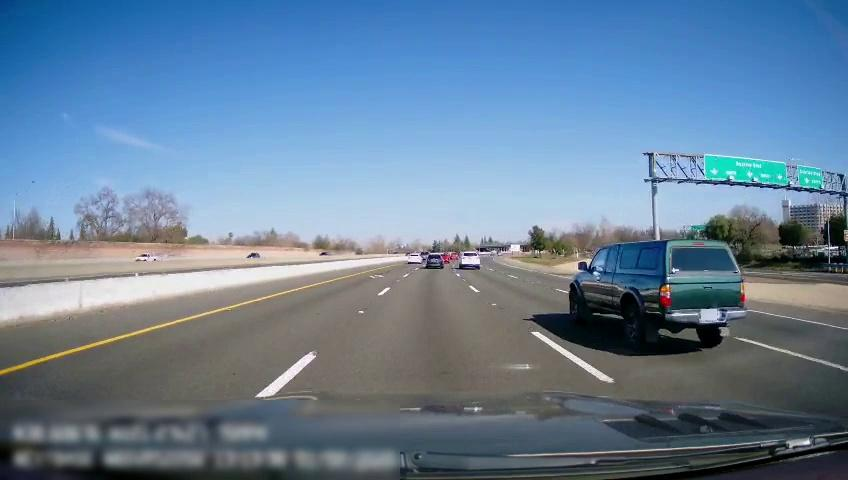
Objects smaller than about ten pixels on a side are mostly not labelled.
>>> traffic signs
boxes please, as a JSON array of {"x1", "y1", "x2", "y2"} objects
[
  {"x1": 843, "y1": 229, "x2": 848, "y2": 242},
  {"x1": 510, "y1": 244, "x2": 521, "y2": 251},
  {"x1": 703, "y1": 154, "x2": 788, "y2": 186},
  {"x1": 796, "y1": 164, "x2": 823, "y2": 189},
  {"x1": 690, "y1": 225, "x2": 705, "y2": 231}
]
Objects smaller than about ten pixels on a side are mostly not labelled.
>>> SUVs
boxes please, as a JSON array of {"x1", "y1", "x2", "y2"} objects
[
  {"x1": 426, "y1": 254, "x2": 444, "y2": 270},
  {"x1": 458, "y1": 251, "x2": 481, "y2": 270}
]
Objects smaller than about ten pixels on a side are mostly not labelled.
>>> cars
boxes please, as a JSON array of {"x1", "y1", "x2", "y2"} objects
[
  {"x1": 437, "y1": 253, "x2": 450, "y2": 264},
  {"x1": 407, "y1": 253, "x2": 423, "y2": 265},
  {"x1": 245, "y1": 252, "x2": 261, "y2": 259}
]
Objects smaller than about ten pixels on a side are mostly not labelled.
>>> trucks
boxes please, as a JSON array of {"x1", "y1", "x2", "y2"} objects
[
  {"x1": 567, "y1": 239, "x2": 747, "y2": 350},
  {"x1": 135, "y1": 252, "x2": 161, "y2": 263}
]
